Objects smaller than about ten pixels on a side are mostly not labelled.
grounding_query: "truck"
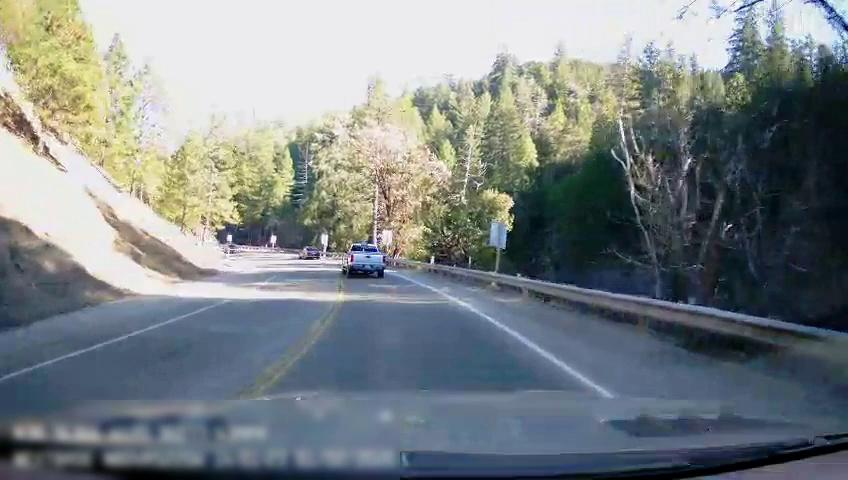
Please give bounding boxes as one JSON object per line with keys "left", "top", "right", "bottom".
{"left": 341, "top": 243, "right": 385, "bottom": 280}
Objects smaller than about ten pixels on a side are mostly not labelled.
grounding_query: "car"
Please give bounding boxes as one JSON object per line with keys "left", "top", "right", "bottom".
{"left": 303, "top": 246, "right": 322, "bottom": 260}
